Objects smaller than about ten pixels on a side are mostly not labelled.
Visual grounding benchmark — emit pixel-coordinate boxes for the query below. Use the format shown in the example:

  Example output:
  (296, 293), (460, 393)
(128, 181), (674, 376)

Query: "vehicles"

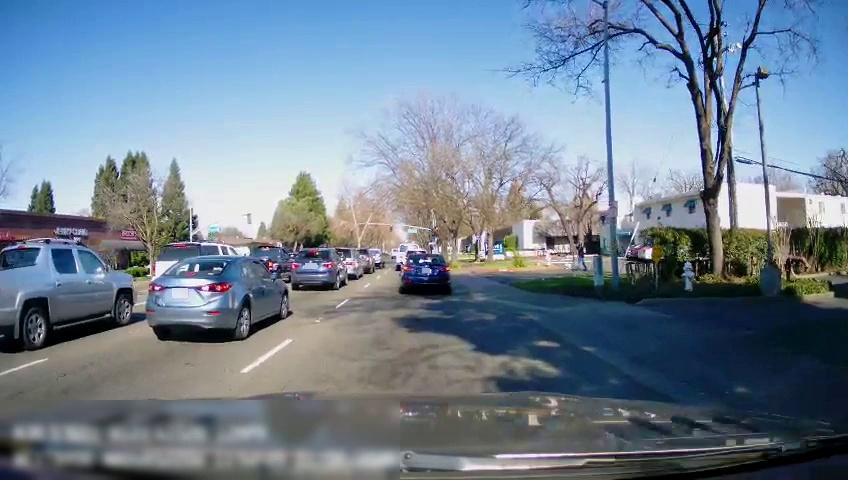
(334, 248), (364, 281)
(395, 243), (420, 272)
(406, 249), (425, 257)
(0, 243), (137, 350)
(402, 255), (450, 292)
(248, 245), (297, 284)
(290, 249), (348, 291)
(148, 242), (241, 280)
(353, 248), (377, 275)
(143, 254), (290, 342)
(370, 249), (385, 269)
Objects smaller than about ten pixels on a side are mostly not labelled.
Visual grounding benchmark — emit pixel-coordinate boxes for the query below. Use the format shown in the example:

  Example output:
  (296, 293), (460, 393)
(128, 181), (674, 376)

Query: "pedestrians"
(575, 238), (589, 272)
